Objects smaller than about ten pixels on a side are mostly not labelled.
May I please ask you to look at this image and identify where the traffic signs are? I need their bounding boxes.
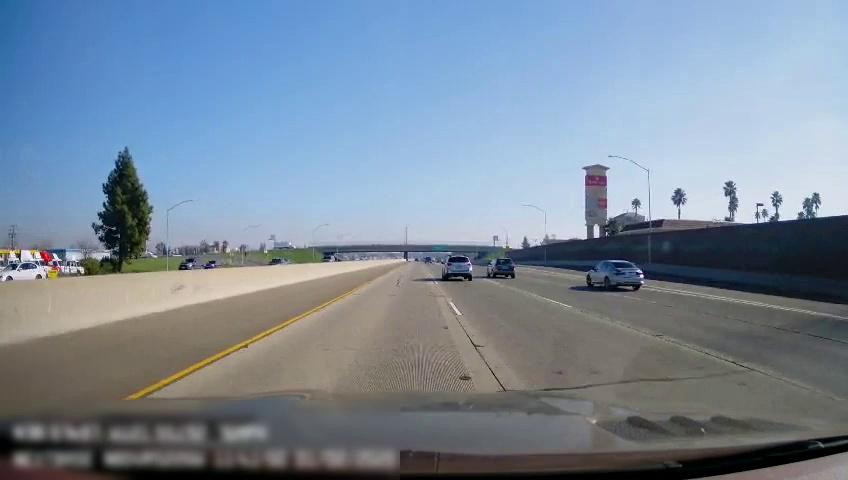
[432,244,448,252]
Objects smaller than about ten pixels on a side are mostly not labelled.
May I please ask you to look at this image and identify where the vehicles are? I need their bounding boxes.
[320,255,336,263]
[486,257,516,278]
[586,260,644,293]
[440,255,472,281]
[0,261,47,282]
[177,258,204,271]
[203,260,220,270]
[267,258,288,266]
